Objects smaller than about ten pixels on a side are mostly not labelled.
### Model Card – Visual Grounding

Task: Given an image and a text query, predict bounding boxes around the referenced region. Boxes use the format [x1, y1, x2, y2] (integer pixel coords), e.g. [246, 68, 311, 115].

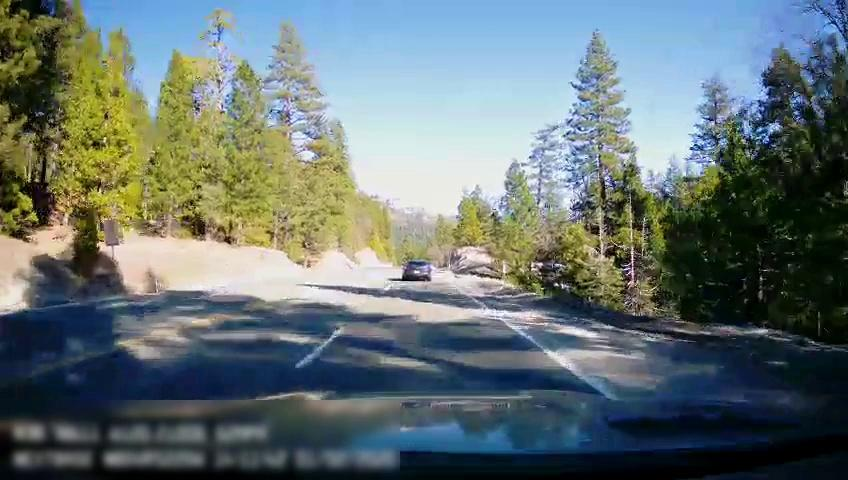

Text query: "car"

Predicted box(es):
[402, 259, 431, 281]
